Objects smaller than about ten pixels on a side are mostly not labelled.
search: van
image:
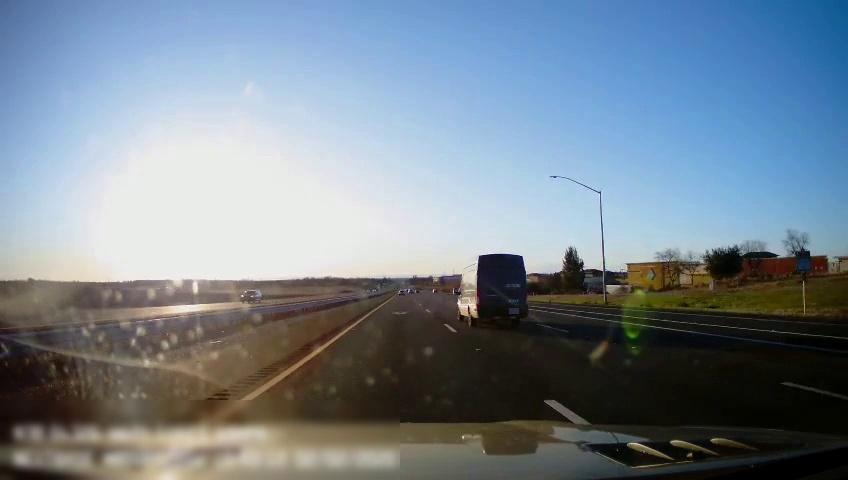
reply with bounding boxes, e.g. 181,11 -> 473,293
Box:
452,253 -> 529,330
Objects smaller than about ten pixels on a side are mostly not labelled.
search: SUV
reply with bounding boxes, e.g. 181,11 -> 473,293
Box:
240,289 -> 263,304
